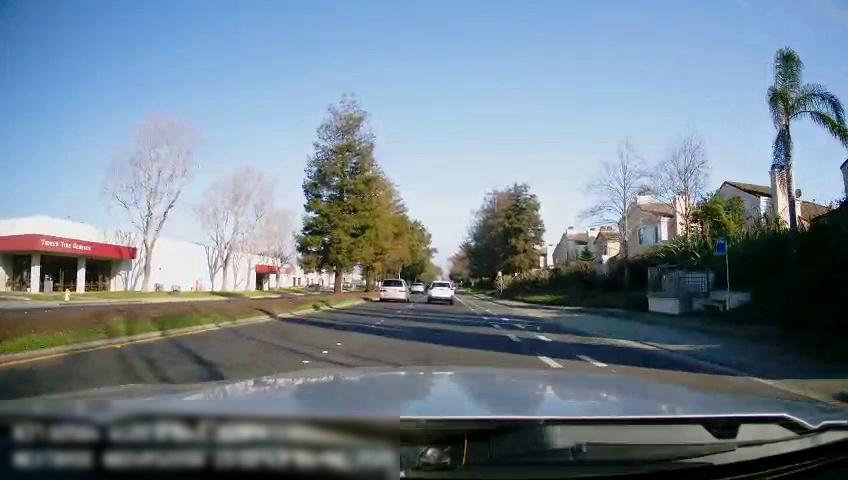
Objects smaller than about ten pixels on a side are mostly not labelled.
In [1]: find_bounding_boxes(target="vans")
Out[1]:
[379,278,411,303]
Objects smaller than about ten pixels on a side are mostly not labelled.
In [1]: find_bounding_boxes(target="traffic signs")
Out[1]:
[714,239,727,257]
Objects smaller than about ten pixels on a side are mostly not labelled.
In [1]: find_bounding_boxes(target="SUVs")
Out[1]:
[426,280,456,305]
[409,281,426,295]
